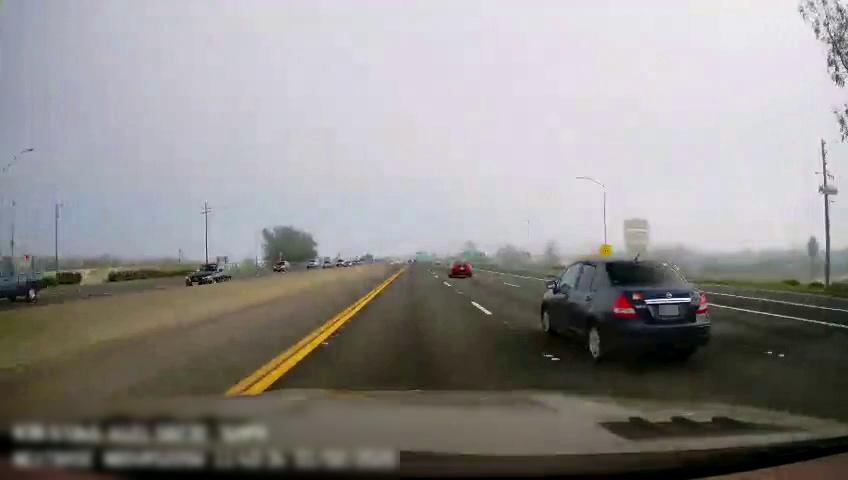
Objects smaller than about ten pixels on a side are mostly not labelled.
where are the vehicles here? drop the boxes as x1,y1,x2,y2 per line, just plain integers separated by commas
539,259,711,362
185,262,232,287
306,259,321,270
273,260,291,272
0,261,49,304
450,262,473,277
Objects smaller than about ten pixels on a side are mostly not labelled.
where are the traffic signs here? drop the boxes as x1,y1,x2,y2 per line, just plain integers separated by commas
416,251,430,257
600,244,614,258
